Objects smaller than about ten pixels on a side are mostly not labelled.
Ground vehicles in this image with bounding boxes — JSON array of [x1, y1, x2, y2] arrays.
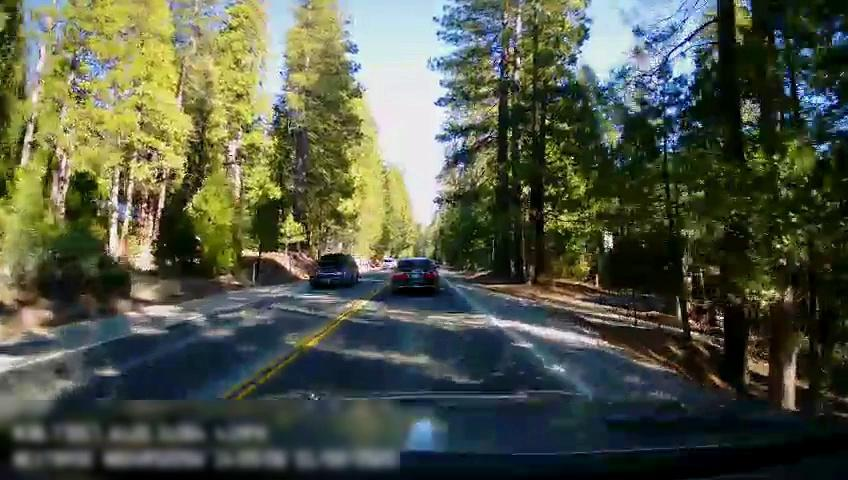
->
[[308, 253, 360, 289], [381, 257, 397, 269], [390, 257, 440, 295]]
